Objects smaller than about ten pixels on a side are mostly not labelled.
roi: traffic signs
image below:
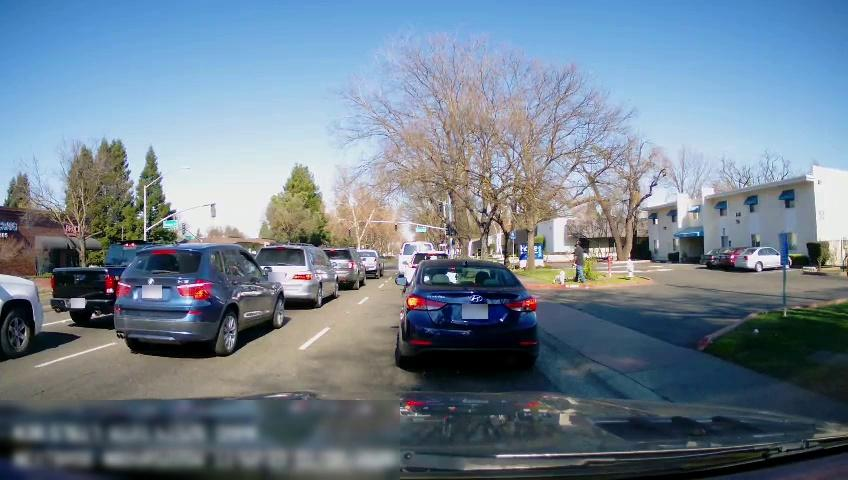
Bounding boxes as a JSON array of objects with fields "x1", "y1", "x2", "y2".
[
  {"x1": 163, "y1": 220, "x2": 178, "y2": 229},
  {"x1": 415, "y1": 227, "x2": 427, "y2": 233}
]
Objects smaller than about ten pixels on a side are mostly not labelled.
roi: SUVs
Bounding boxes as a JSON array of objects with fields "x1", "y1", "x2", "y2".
[
  {"x1": 113, "y1": 241, "x2": 286, "y2": 356},
  {"x1": 402, "y1": 249, "x2": 453, "y2": 284},
  {"x1": 319, "y1": 246, "x2": 366, "y2": 289}
]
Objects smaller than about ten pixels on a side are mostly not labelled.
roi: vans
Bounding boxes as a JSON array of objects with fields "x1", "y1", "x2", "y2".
[
  {"x1": 252, "y1": 243, "x2": 339, "y2": 308},
  {"x1": 397, "y1": 241, "x2": 434, "y2": 278}
]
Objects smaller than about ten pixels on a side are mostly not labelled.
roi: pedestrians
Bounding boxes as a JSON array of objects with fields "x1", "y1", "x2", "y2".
[{"x1": 569, "y1": 240, "x2": 585, "y2": 284}]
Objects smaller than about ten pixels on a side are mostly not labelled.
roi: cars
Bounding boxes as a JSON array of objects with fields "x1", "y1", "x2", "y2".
[
  {"x1": 394, "y1": 258, "x2": 540, "y2": 369},
  {"x1": 700, "y1": 248, "x2": 733, "y2": 269},
  {"x1": 717, "y1": 247, "x2": 753, "y2": 270},
  {"x1": 734, "y1": 247, "x2": 793, "y2": 273}
]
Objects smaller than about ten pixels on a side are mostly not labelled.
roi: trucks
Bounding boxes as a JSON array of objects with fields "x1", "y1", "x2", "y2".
[
  {"x1": 356, "y1": 249, "x2": 384, "y2": 279},
  {"x1": 50, "y1": 240, "x2": 160, "y2": 326},
  {"x1": 0, "y1": 272, "x2": 45, "y2": 358}
]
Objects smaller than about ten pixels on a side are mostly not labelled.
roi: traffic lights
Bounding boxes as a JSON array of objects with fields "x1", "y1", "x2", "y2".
[
  {"x1": 448, "y1": 225, "x2": 456, "y2": 238},
  {"x1": 209, "y1": 203, "x2": 217, "y2": 219},
  {"x1": 181, "y1": 222, "x2": 186, "y2": 235}
]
